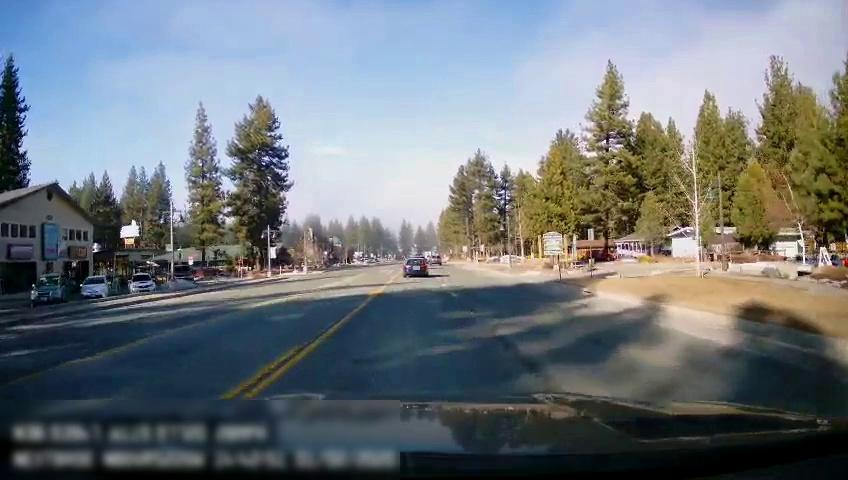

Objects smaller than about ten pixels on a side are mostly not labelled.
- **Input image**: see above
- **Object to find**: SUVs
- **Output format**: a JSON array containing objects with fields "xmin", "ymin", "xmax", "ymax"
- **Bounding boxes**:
[{"xmin": 431, "ymin": 255, "xmax": 444, "ymax": 265}]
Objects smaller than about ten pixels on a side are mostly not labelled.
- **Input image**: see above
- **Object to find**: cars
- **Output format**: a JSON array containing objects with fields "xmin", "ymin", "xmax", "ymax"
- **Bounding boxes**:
[
  {"xmin": 403, "ymin": 257, "xmax": 431, "ymax": 279},
  {"xmin": 80, "ymin": 275, "xmax": 110, "ymax": 297},
  {"xmin": 129, "ymin": 273, "xmax": 155, "ymax": 292},
  {"xmin": 30, "ymin": 277, "xmax": 66, "ymax": 305}
]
